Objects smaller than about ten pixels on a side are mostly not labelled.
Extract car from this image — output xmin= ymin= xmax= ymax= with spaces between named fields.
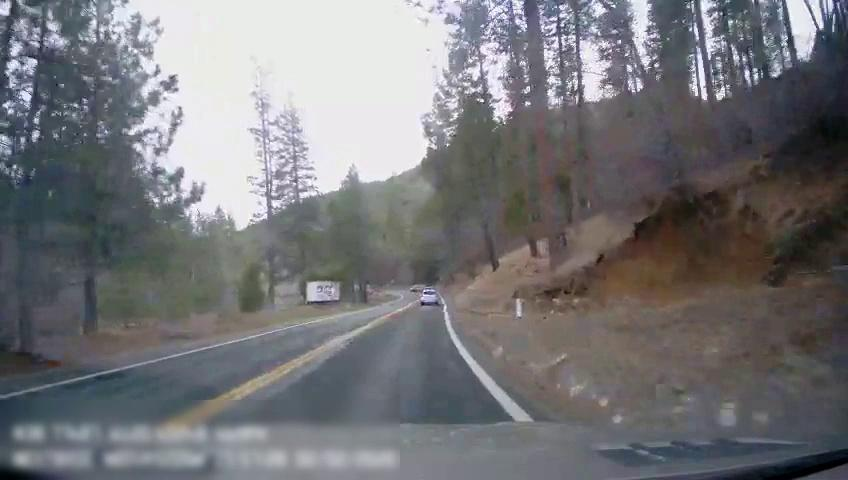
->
xmin=420 ymin=290 xmax=439 ymax=306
